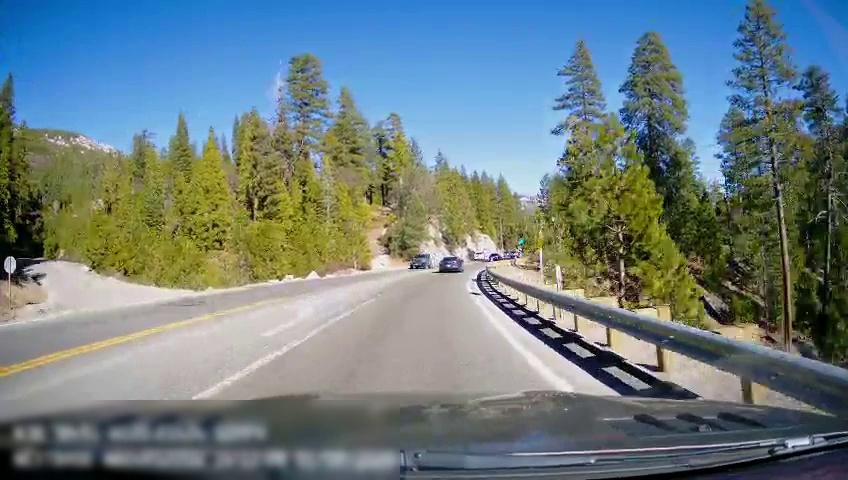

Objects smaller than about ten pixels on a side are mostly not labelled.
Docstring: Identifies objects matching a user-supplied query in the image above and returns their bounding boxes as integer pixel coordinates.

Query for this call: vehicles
[408,253,432,269]
[490,252,502,263]
[440,255,462,273]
